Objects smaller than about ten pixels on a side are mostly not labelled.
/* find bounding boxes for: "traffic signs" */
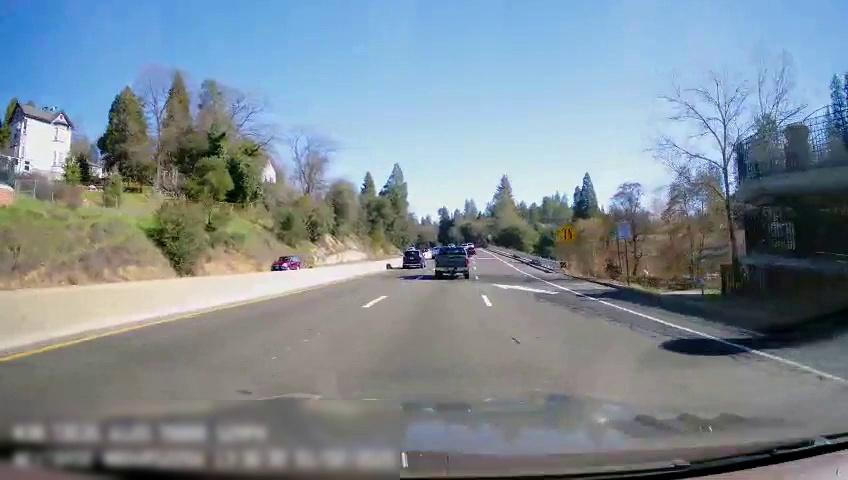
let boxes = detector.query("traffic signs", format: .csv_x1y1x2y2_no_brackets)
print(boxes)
616,220,633,241
559,225,575,242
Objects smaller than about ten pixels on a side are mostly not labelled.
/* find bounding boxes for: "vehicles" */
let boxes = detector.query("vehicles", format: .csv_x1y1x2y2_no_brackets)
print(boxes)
434,247,469,278
268,255,306,273
430,247,442,259
403,250,427,269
